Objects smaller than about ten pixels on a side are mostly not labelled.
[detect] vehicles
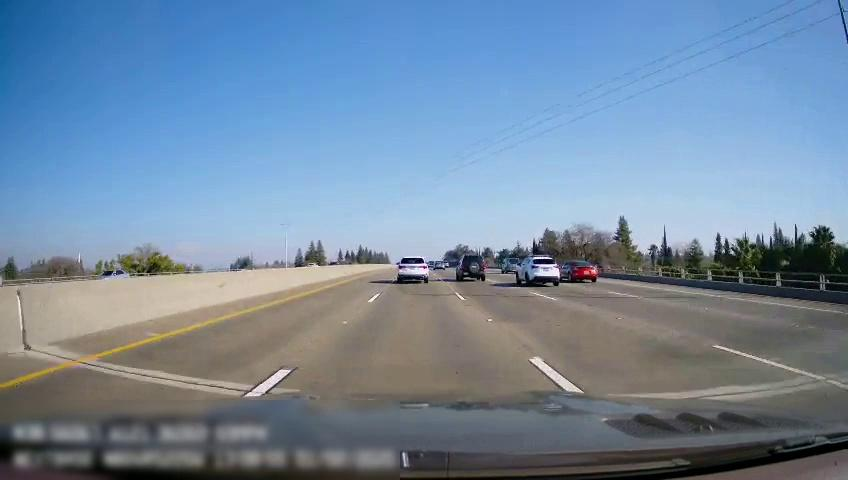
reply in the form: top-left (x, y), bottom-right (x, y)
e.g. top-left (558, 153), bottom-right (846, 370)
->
top-left (499, 257), bottom-right (521, 275)
top-left (515, 256), bottom-right (562, 288)
top-left (396, 256), bottom-right (429, 283)
top-left (559, 259), bottom-right (600, 284)
top-left (96, 269), bottom-right (130, 281)
top-left (432, 259), bottom-right (447, 270)
top-left (455, 253), bottom-right (487, 282)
